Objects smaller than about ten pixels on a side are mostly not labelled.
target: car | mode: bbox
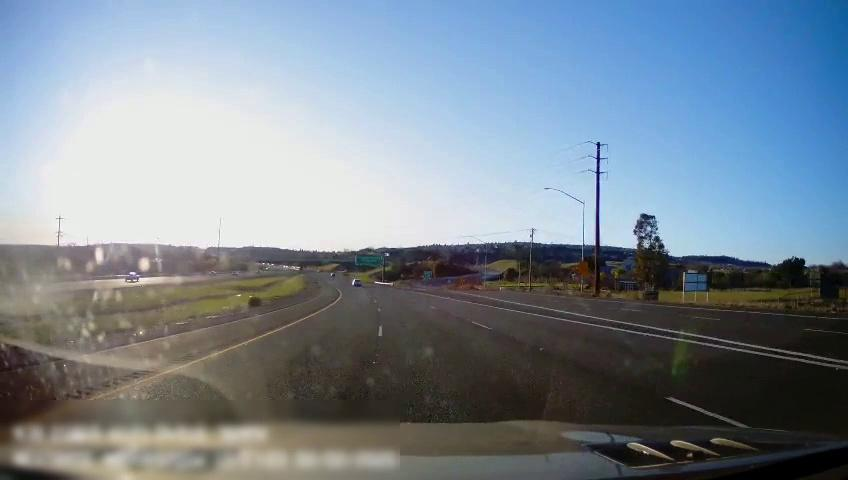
[351,278,362,287]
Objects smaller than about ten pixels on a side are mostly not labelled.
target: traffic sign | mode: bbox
[354,254,383,267]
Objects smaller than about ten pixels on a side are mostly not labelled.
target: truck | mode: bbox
[124,271,140,283]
